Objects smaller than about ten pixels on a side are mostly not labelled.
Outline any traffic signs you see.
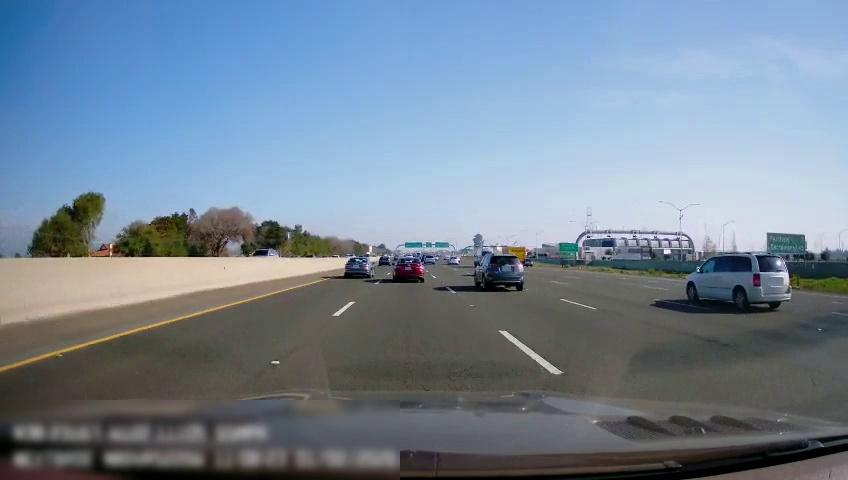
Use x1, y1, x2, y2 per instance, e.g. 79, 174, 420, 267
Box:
404, 242, 423, 249
434, 241, 449, 248
561, 254, 576, 264
559, 241, 580, 255
766, 231, 807, 253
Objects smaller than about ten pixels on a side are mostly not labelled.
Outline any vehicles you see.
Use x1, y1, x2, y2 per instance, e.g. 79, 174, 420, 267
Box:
391, 256, 426, 283
522, 258, 533, 268
248, 248, 282, 258
424, 255, 436, 265
473, 253, 525, 292
474, 246, 494, 262
344, 257, 375, 279
378, 257, 391, 266
502, 246, 528, 268
448, 255, 460, 266
685, 252, 793, 311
